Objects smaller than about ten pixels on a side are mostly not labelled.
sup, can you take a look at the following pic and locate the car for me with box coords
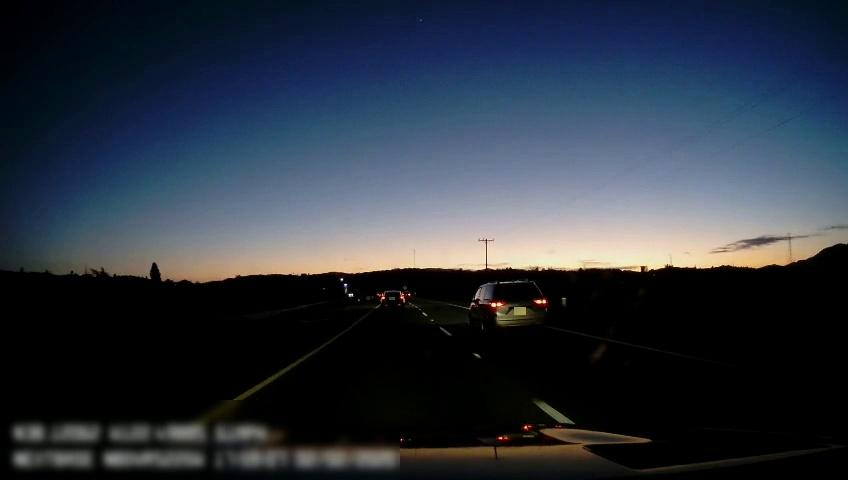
[380,290,404,310]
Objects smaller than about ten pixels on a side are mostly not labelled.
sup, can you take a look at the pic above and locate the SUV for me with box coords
[468,281,551,339]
